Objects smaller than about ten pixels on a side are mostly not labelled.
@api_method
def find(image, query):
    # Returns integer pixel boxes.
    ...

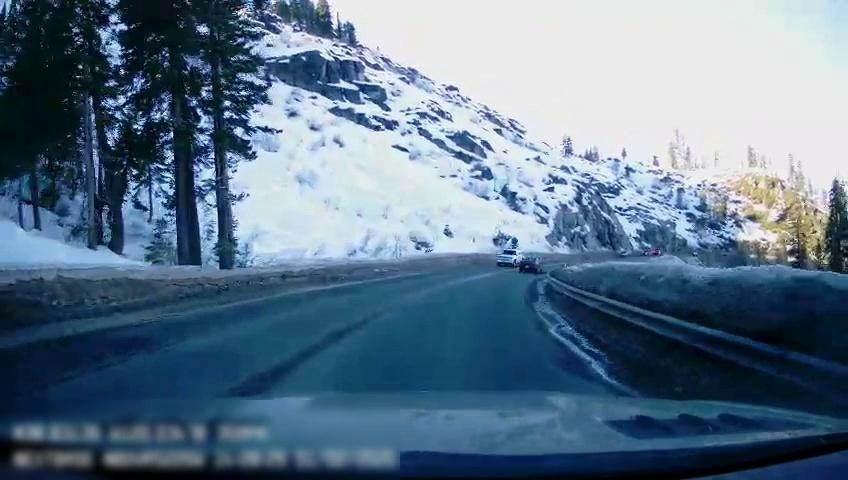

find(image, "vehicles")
[518,255,543,273]
[494,249,520,268]
[615,247,633,260]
